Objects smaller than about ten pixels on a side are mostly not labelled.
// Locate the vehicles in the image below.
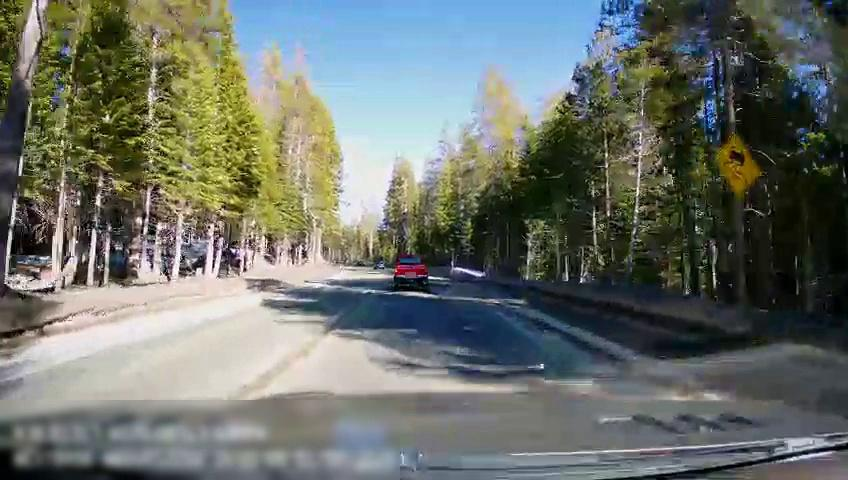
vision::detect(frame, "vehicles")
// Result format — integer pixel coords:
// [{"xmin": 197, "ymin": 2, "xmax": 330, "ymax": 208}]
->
[
  {"xmin": 372, "ymin": 259, "xmax": 386, "ymax": 270},
  {"xmin": 393, "ymin": 254, "xmax": 431, "ymax": 290}
]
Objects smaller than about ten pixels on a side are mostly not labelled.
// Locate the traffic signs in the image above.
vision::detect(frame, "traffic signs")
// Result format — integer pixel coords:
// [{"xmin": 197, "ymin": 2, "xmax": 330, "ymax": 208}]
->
[{"xmin": 714, "ymin": 133, "xmax": 765, "ymax": 199}]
